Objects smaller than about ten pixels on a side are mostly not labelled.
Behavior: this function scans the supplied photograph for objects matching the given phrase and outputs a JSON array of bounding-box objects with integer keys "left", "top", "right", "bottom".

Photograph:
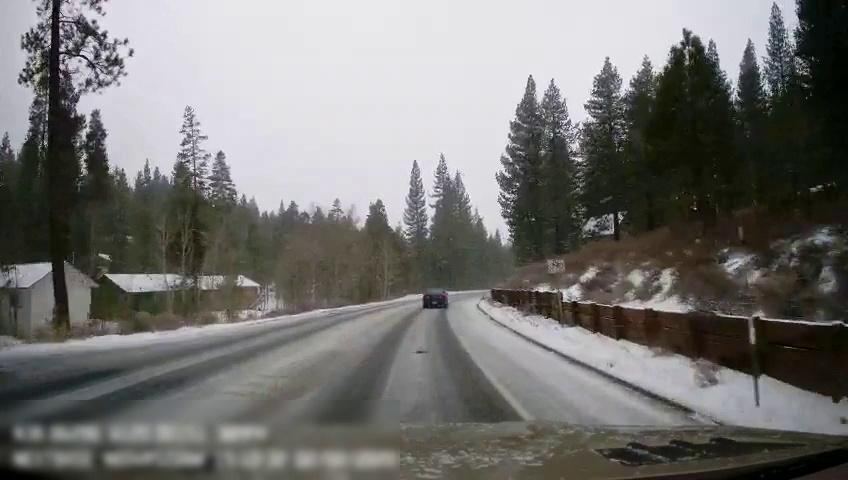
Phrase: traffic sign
[{"left": 547, "top": 259, "right": 565, "bottom": 274}]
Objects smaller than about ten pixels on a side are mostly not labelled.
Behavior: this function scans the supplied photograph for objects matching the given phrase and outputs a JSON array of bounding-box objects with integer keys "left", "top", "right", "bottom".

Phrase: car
[{"left": 422, "top": 287, "right": 449, "bottom": 309}]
